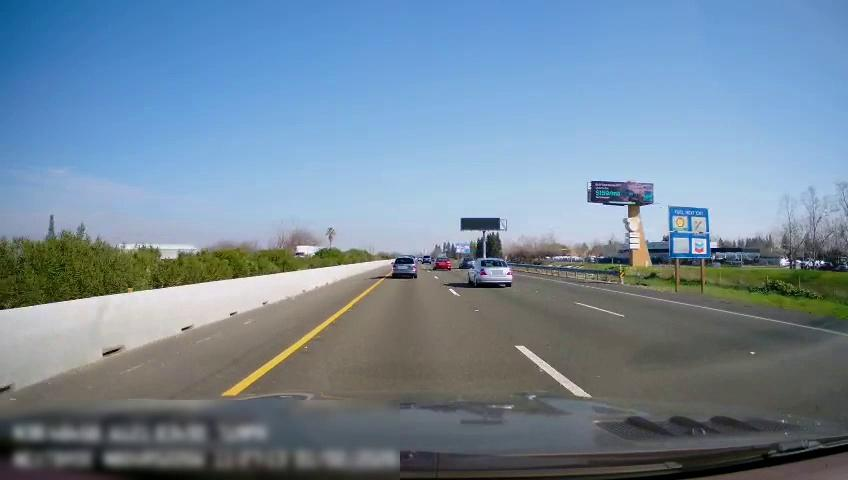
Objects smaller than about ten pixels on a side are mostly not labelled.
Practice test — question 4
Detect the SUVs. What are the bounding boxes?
[421,255,433,264]
[392,256,418,279]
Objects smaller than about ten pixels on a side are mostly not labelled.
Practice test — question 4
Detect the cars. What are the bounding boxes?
[431,255,453,272]
[467,257,513,289]
[458,257,473,270]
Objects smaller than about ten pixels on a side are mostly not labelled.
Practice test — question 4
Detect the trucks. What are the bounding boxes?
[294,245,325,260]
